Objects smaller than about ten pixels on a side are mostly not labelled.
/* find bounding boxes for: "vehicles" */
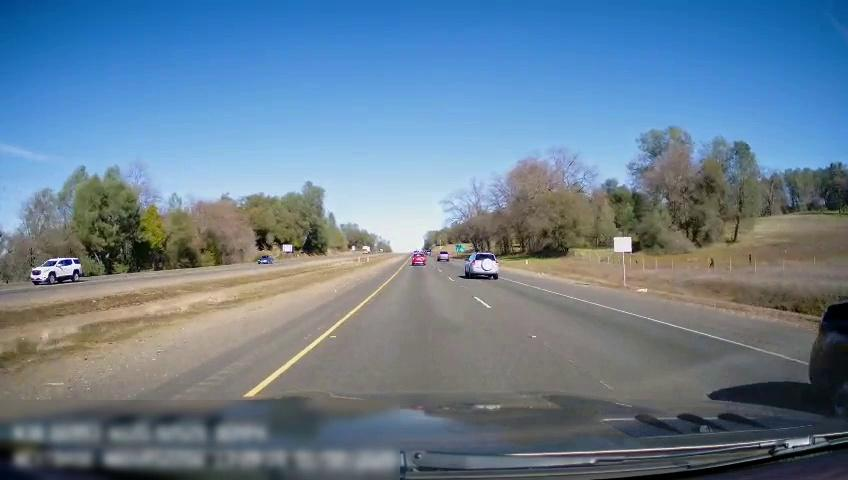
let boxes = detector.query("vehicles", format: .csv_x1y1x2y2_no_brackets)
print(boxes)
30,257,81,285
808,300,848,418
436,250,451,263
257,255,273,265
463,252,500,280
411,252,426,265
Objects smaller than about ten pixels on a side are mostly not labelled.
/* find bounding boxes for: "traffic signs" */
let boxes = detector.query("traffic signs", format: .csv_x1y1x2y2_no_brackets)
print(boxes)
455,243,464,253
